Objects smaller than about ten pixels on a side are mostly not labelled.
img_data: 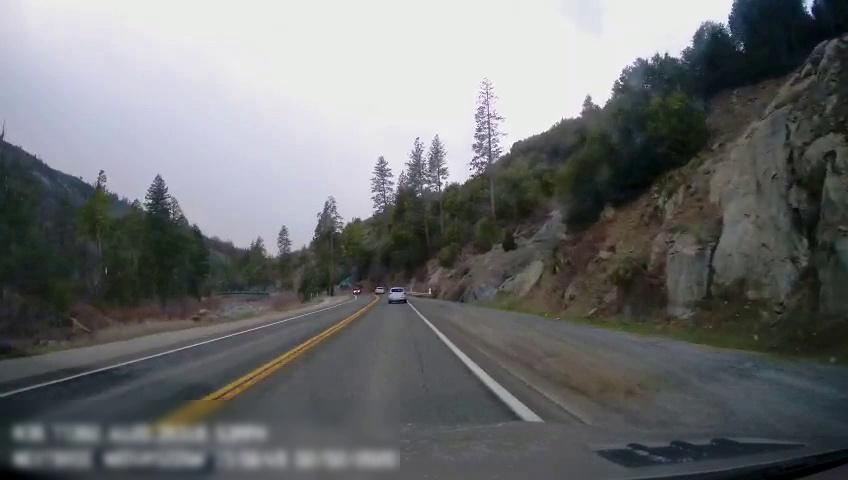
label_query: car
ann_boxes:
[388,287,407,304]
